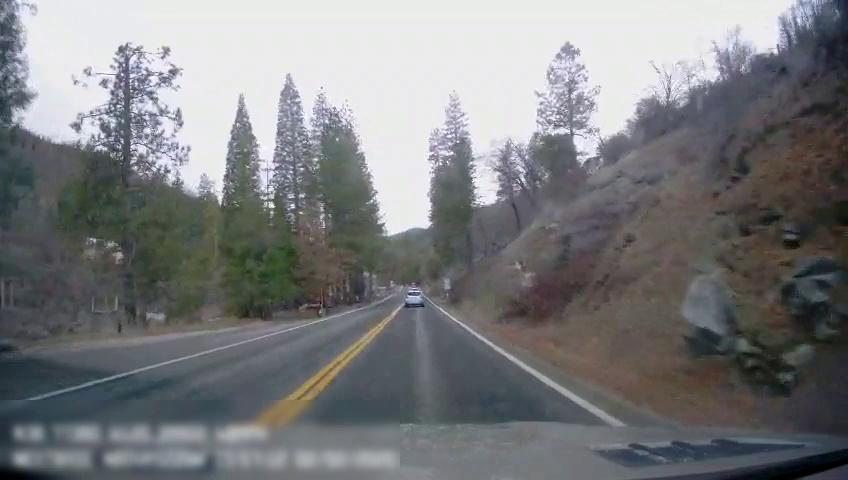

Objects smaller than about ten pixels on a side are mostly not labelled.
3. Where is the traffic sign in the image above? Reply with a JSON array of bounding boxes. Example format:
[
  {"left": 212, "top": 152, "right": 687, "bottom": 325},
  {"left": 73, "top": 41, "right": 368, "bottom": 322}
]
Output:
[{"left": 443, "top": 277, "right": 452, "bottom": 290}]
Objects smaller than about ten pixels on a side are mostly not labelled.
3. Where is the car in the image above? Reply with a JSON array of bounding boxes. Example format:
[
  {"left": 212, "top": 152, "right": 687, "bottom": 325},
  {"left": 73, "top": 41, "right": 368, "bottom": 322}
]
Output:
[{"left": 405, "top": 290, "right": 424, "bottom": 307}]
